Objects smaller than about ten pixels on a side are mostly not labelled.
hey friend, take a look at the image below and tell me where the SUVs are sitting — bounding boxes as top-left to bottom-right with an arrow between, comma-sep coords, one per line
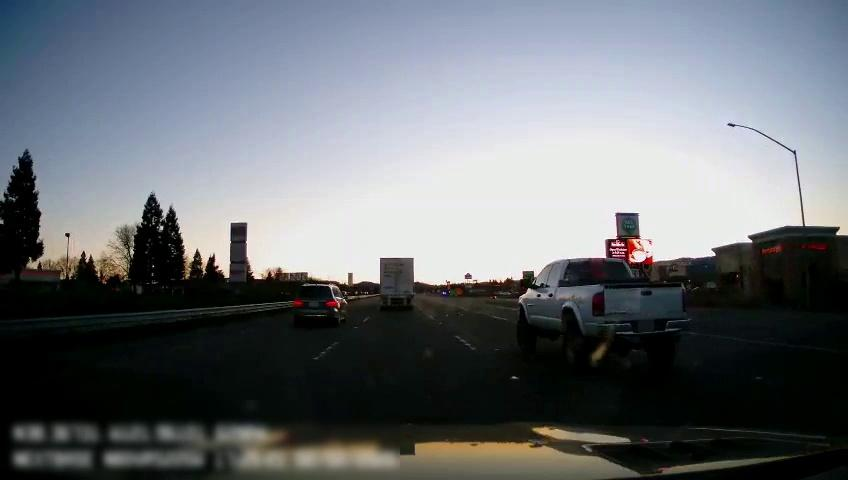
293,284 -> 348,326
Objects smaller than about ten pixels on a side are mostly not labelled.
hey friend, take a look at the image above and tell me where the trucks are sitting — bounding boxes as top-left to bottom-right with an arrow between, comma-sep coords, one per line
516,257 -> 692,380
380,257 -> 414,310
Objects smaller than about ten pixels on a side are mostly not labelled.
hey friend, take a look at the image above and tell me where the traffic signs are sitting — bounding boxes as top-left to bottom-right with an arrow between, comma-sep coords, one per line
521,270 -> 535,280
